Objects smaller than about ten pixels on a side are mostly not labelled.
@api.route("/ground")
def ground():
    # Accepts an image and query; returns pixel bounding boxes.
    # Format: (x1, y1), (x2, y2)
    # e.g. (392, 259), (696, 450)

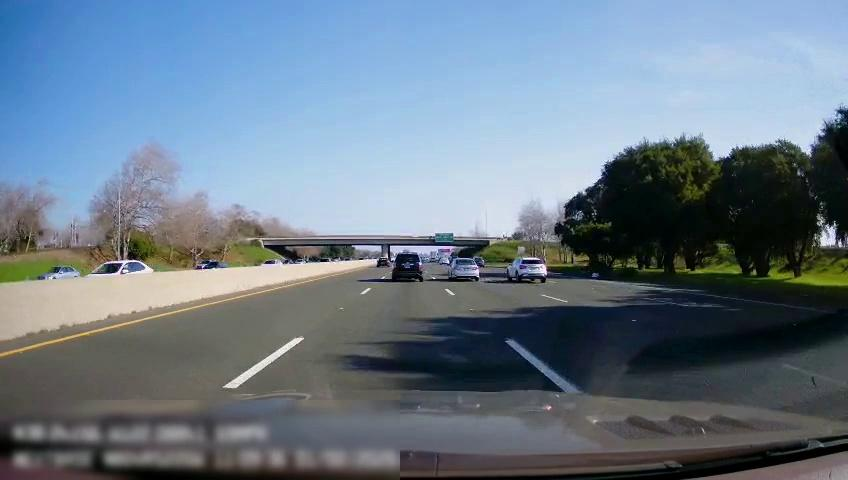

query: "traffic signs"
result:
(434, 232), (454, 244)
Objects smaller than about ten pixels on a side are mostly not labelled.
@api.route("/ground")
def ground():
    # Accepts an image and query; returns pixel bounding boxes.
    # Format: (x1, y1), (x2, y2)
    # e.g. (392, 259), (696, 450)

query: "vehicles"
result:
(282, 259), (295, 265)
(293, 258), (306, 265)
(319, 257), (332, 263)
(447, 257), (480, 282)
(376, 257), (391, 268)
(506, 256), (548, 284)
(259, 259), (283, 267)
(36, 265), (81, 281)
(473, 256), (485, 267)
(195, 258), (226, 270)
(83, 259), (155, 279)
(439, 257), (450, 265)
(391, 252), (424, 283)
